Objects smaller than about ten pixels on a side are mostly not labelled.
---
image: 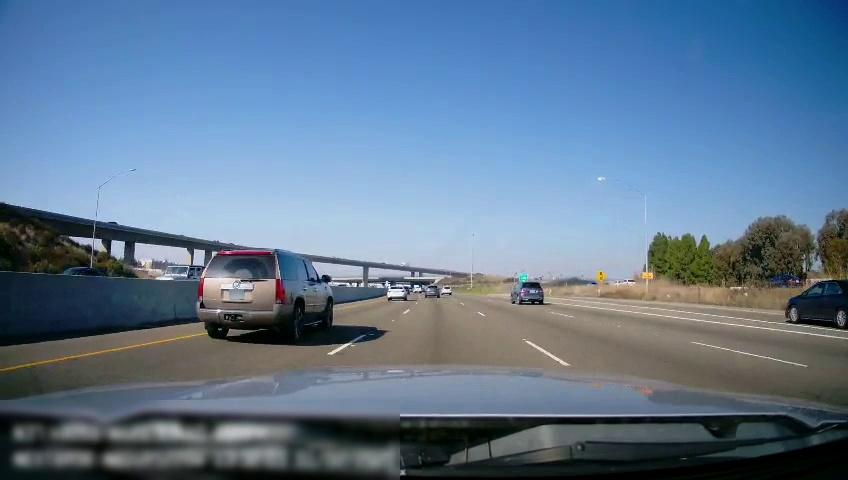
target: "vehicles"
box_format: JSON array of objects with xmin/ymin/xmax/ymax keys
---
[
  {"xmin": 424, "ymin": 285, "xmax": 440, "ymax": 299},
  {"xmin": 194, "ymin": 248, "xmax": 335, "ymax": 345},
  {"xmin": 412, "ymin": 284, "xmax": 422, "ymax": 294},
  {"xmin": 510, "ymin": 281, "xmax": 545, "ymax": 306},
  {"xmin": 612, "ymin": 279, "xmax": 622, "ymax": 287},
  {"xmin": 153, "ymin": 265, "xmax": 207, "ymax": 282},
  {"xmin": 764, "ymin": 272, "xmax": 804, "ymax": 289},
  {"xmin": 440, "ymin": 286, "xmax": 452, "ymax": 296},
  {"xmin": 62, "ymin": 265, "xmax": 104, "ymax": 277},
  {"xmin": 386, "ymin": 285, "xmax": 408, "ymax": 302},
  {"xmin": 623, "ymin": 279, "xmax": 636, "ymax": 287},
  {"xmin": 784, "ymin": 279, "xmax": 848, "ymax": 329},
  {"xmin": 400, "ymin": 285, "xmax": 411, "ymax": 295}
]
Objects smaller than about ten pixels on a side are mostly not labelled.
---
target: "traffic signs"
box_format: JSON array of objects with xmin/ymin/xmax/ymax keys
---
[
  {"xmin": 518, "ymin": 272, "xmax": 530, "ymax": 284},
  {"xmin": 641, "ymin": 271, "xmax": 654, "ymax": 280},
  {"xmin": 596, "ymin": 271, "xmax": 608, "ymax": 283}
]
